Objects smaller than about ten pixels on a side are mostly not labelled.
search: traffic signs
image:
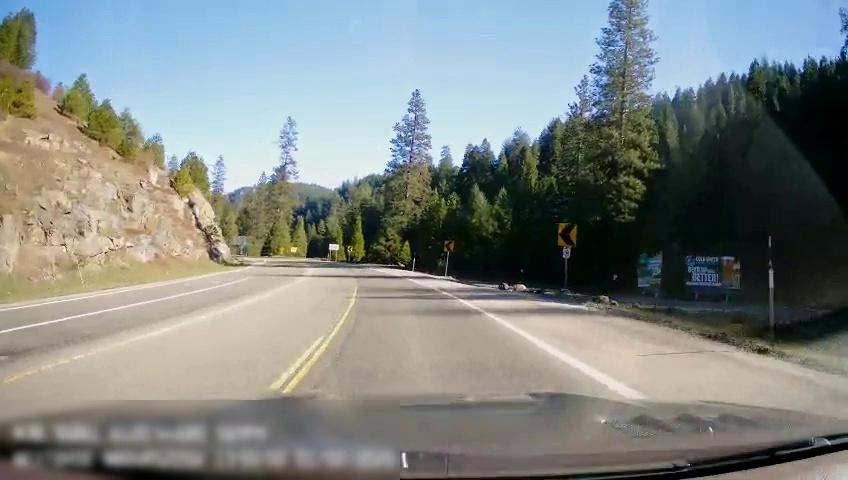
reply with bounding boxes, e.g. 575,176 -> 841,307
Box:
557,222 -> 577,248
562,247 -> 571,259
443,240 -> 455,254
328,244 -> 340,251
